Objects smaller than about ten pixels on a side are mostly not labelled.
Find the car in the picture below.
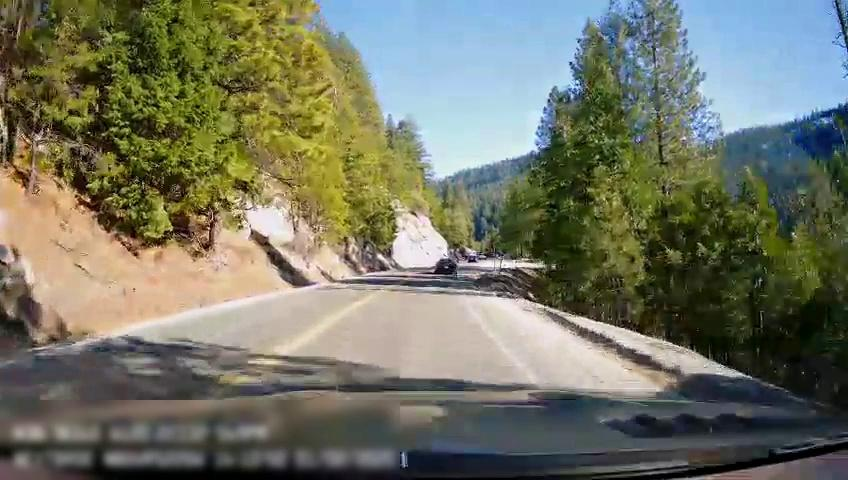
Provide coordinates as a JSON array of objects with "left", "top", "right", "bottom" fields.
[{"left": 436, "top": 257, "right": 459, "bottom": 275}]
